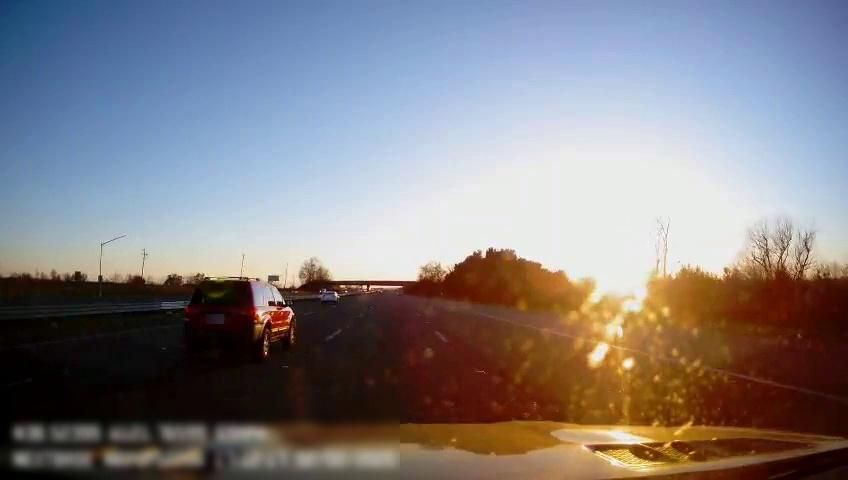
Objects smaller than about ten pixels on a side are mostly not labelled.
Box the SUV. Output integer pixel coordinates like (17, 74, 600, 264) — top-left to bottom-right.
(184, 276, 297, 362)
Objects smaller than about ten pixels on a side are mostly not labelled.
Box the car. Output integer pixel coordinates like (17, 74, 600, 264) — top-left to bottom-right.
(321, 291, 341, 304)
